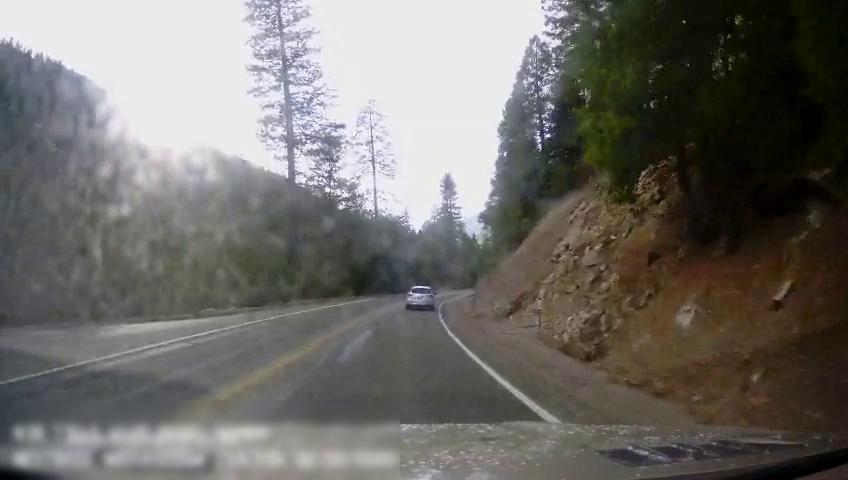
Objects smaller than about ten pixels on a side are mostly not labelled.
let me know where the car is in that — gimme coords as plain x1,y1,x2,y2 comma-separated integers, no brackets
406,285,437,312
